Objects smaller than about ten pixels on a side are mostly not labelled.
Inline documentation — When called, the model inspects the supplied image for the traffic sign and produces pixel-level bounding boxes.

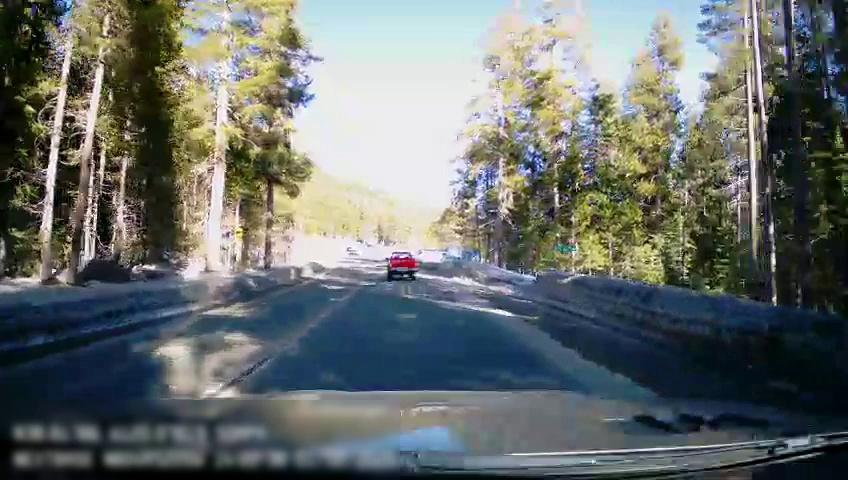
[558,240,578,256]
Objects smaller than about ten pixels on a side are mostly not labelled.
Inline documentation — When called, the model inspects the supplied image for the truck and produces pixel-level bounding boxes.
[385,249,416,281]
